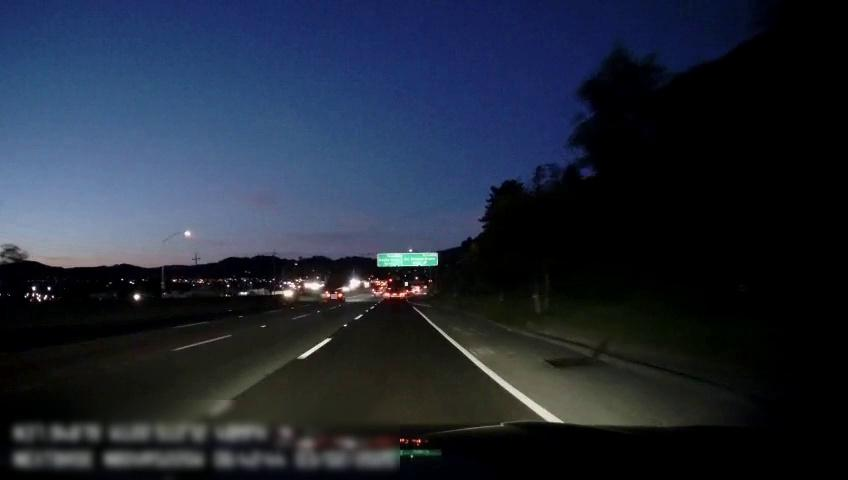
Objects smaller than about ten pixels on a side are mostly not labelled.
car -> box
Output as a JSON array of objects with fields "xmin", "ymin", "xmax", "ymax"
[{"xmin": 326, "ymin": 288, "xmax": 346, "ymax": 304}]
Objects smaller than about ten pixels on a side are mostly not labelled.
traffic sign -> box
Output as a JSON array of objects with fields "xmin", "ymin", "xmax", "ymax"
[{"xmin": 376, "ymin": 252, "xmax": 438, "ymax": 266}]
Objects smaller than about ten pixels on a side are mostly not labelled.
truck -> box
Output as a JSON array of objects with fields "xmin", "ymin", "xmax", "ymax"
[{"xmin": 383, "ymin": 275, "xmax": 409, "ymax": 302}]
